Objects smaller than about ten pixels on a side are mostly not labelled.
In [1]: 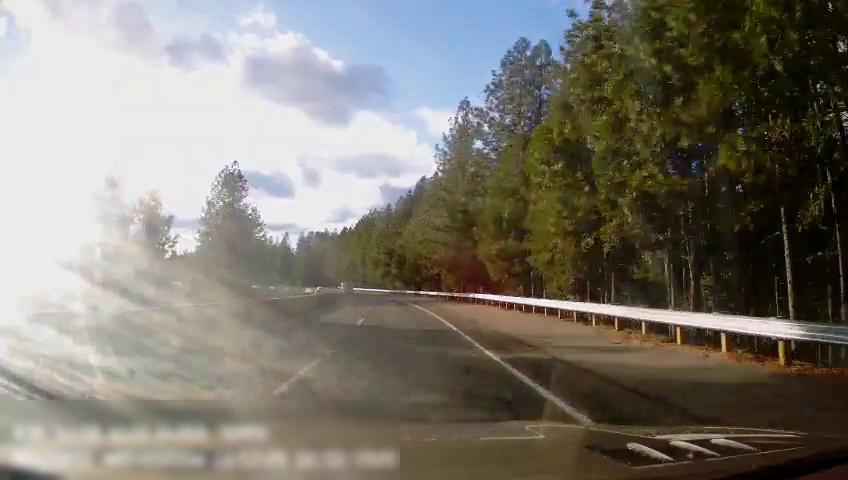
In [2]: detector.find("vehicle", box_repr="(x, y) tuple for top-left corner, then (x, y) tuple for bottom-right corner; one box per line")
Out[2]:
(340, 282), (354, 296)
